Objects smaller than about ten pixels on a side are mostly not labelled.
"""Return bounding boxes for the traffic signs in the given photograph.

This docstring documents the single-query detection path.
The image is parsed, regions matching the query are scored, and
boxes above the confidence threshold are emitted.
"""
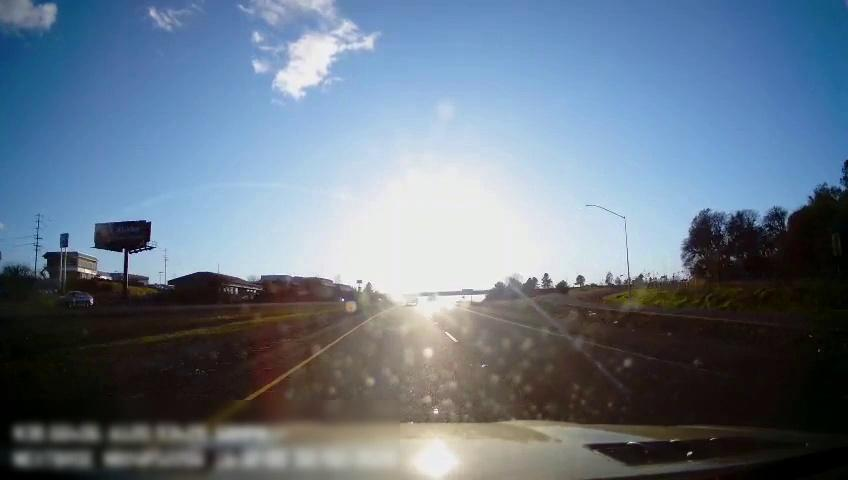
[462,289,473,295]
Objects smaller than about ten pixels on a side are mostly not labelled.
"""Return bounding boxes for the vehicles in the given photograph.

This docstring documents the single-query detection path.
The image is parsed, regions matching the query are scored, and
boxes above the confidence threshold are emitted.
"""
[55,291,93,310]
[405,293,418,306]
